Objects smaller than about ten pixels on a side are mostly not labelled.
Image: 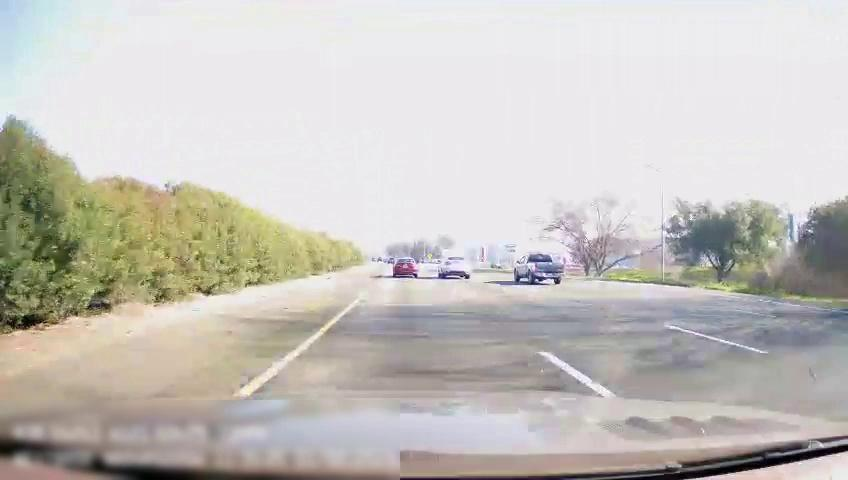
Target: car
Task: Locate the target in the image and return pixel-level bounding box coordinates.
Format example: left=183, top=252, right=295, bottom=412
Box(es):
left=392, top=258, right=418, bottom=279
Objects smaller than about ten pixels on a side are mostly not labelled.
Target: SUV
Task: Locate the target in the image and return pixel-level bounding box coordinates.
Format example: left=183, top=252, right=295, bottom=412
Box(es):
left=436, top=254, right=469, bottom=280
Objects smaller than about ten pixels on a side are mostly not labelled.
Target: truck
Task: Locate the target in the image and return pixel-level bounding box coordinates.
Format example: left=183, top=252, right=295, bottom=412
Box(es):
left=514, top=254, right=563, bottom=286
